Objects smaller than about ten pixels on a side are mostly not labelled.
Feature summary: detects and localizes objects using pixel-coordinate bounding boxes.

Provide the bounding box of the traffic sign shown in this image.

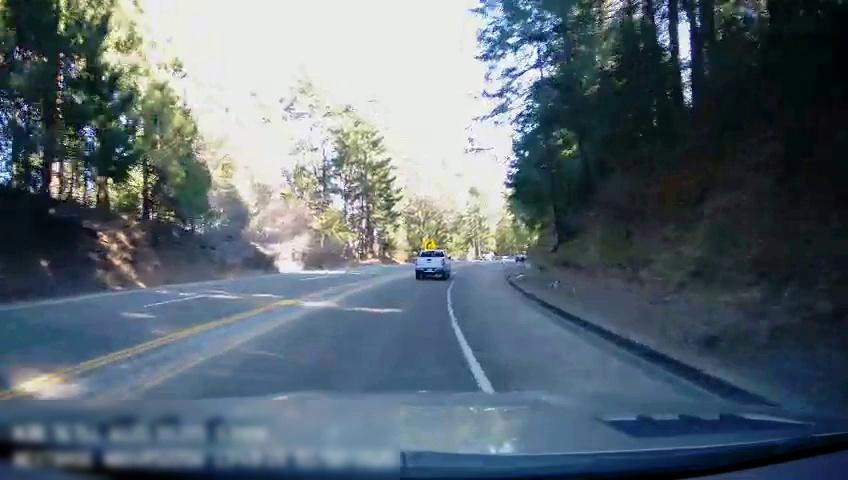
[423,239,435,252]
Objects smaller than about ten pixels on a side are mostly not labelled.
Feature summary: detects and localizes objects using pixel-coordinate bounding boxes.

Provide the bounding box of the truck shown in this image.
[415,249,452,281]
